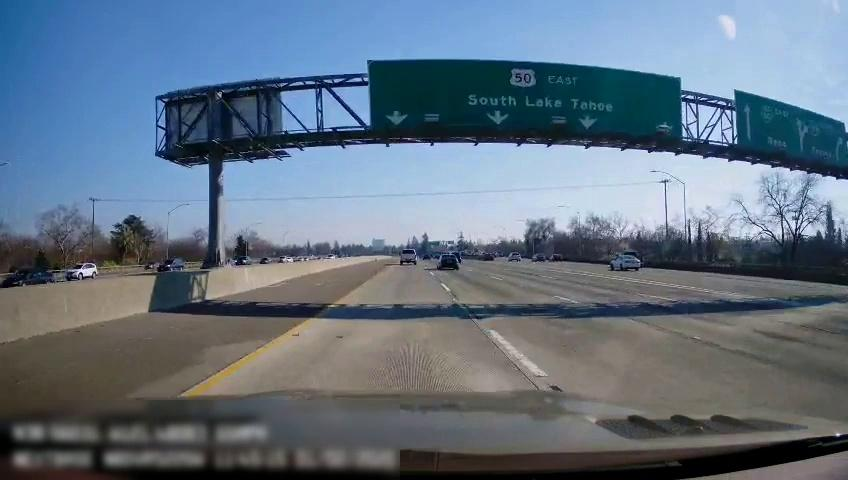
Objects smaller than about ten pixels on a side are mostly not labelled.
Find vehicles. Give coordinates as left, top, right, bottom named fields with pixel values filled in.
left=398, top=248, right=417, bottom=265
left=235, top=255, right=252, bottom=266
left=259, top=257, right=272, bottom=264
left=531, top=252, right=546, bottom=263
left=508, top=252, right=521, bottom=262
left=156, top=256, right=186, bottom=272
left=609, top=254, right=641, bottom=272
left=548, top=253, right=561, bottom=262
left=64, top=262, right=99, bottom=282
left=449, top=252, right=462, bottom=264
left=143, top=261, right=161, bottom=271
left=0, top=267, right=56, bottom=288
left=437, top=253, right=459, bottom=271
left=623, top=251, right=641, bottom=263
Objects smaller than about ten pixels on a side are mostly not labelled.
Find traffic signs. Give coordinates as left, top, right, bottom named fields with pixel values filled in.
left=366, top=58, right=684, bottom=143
left=164, top=76, right=283, bottom=151
left=733, top=88, right=848, bottom=172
